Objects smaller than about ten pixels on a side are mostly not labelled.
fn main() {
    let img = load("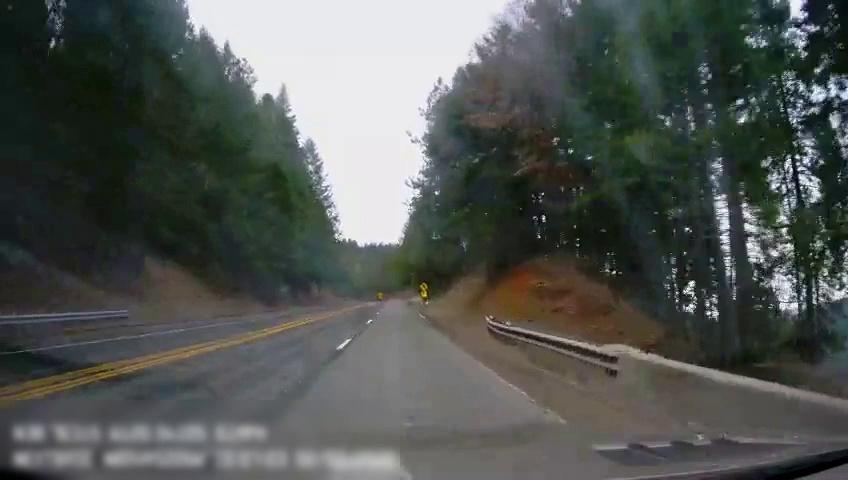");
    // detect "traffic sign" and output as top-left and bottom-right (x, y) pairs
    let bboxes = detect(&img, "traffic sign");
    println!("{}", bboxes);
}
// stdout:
(419, 281), (429, 292)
